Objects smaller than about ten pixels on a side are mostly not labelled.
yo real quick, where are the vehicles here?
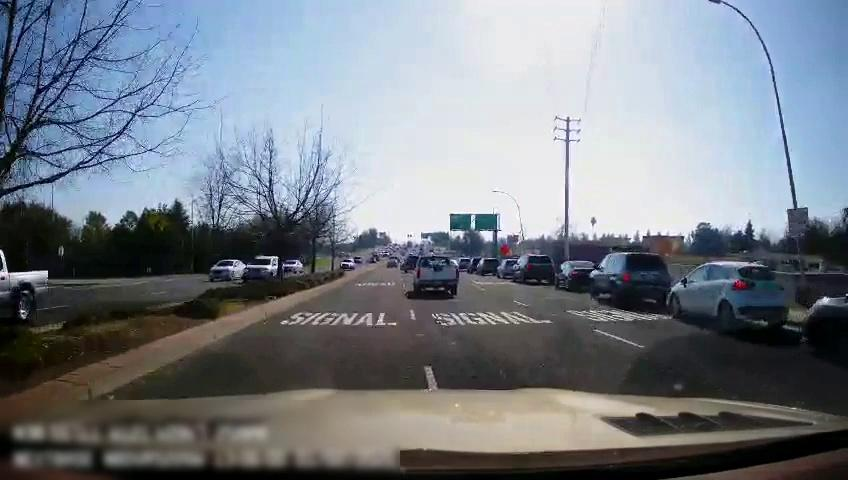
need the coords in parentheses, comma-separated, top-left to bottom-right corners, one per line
(402, 255, 415, 273)
(283, 259, 303, 274)
(458, 257, 471, 270)
(667, 261, 791, 330)
(412, 255, 460, 297)
(386, 257, 398, 268)
(466, 256, 481, 273)
(240, 255, 278, 282)
(0, 251, 49, 325)
(496, 258, 518, 279)
(340, 258, 356, 270)
(475, 257, 502, 277)
(208, 259, 245, 282)
(511, 254, 556, 285)
(589, 251, 671, 307)
(554, 260, 596, 292)
(803, 293, 848, 349)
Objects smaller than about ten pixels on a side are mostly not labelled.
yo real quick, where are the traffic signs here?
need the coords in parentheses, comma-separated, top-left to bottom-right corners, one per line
(498, 244, 512, 257)
(474, 213, 498, 231)
(448, 213, 472, 233)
